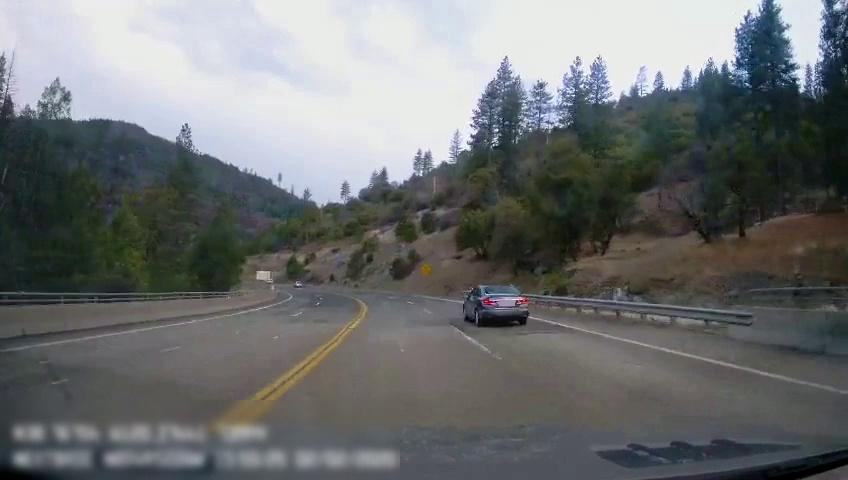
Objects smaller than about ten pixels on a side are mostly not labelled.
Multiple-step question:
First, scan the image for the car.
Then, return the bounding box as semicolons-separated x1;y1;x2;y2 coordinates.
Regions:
463;285;529;327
